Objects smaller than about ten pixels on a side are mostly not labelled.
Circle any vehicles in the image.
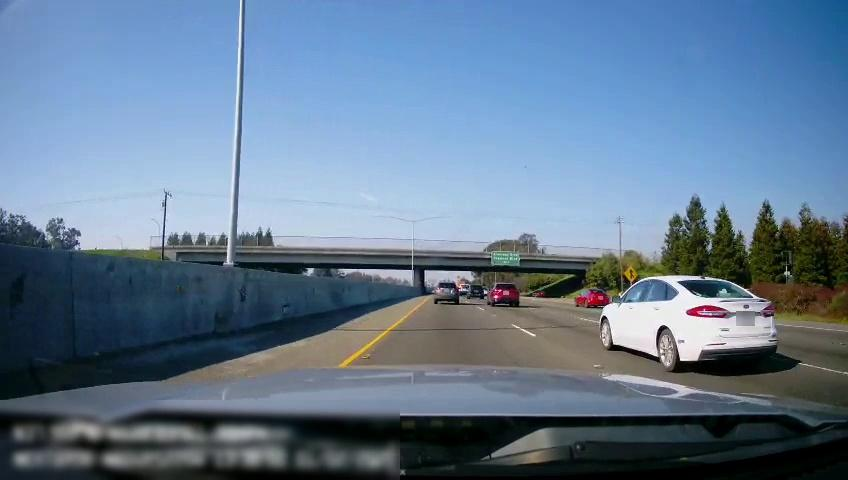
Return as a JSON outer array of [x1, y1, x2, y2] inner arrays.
[[458, 283, 470, 296], [528, 289, 545, 298], [466, 285, 485, 300], [598, 274, 778, 373], [433, 280, 460, 306], [575, 287, 610, 309], [487, 282, 520, 308]]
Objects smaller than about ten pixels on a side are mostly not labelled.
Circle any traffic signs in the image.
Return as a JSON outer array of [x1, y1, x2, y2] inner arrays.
[[623, 265, 640, 283], [490, 250, 520, 268]]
